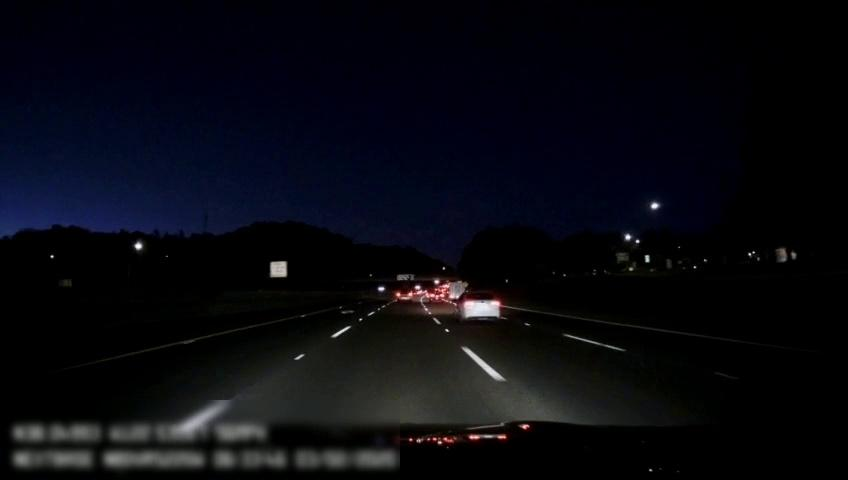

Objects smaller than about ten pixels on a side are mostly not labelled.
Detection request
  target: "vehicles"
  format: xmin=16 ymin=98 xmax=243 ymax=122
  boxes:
xmin=448 ymin=282 xmax=465 ymax=301
xmin=455 ymin=290 xmax=501 ymax=324
xmin=429 ymin=289 xmax=445 ymax=303
xmin=396 ymin=288 xmax=413 ymax=302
